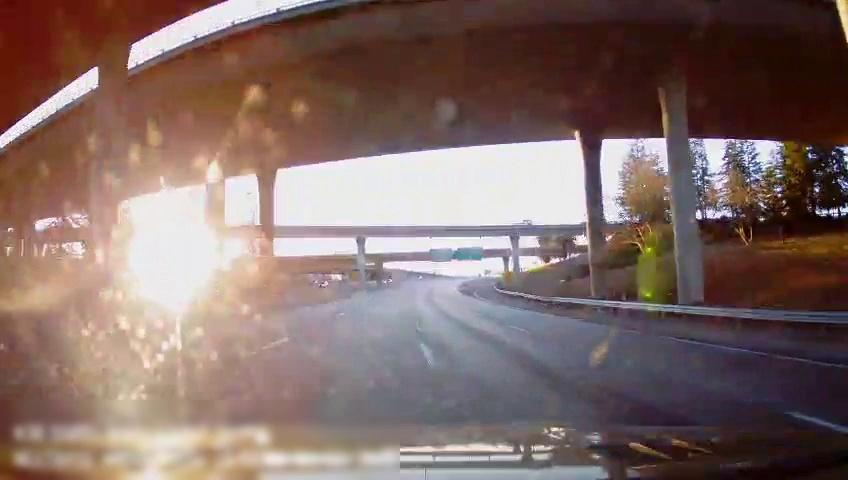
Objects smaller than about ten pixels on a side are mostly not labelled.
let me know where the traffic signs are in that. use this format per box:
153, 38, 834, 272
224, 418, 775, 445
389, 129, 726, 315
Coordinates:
429, 248, 453, 263
456, 246, 482, 262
